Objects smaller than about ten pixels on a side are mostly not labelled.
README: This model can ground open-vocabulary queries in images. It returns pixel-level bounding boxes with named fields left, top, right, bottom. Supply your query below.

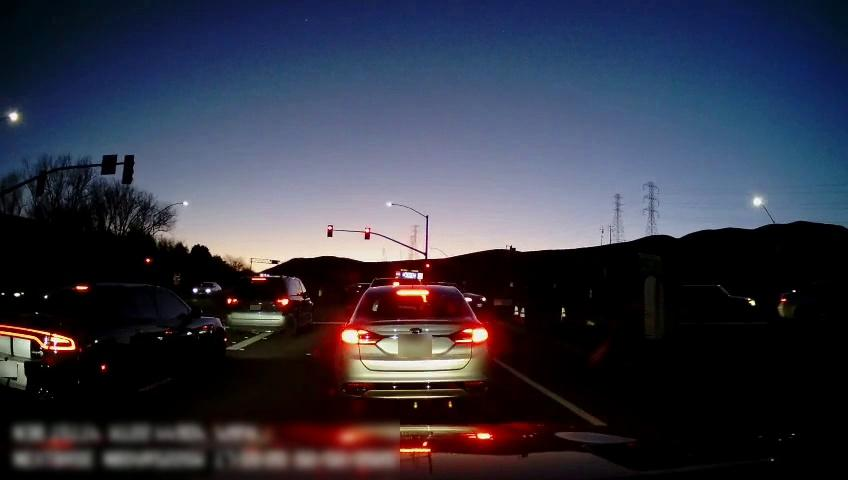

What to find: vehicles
left=192, top=281, right=223, bottom=297
left=338, top=285, right=490, bottom=415
left=674, top=283, right=758, bottom=326
left=224, top=274, right=314, bottom=336
left=776, top=280, right=848, bottom=325
left=421, top=280, right=487, bottom=314
left=368, top=277, right=424, bottom=298
left=0, top=282, right=228, bottom=427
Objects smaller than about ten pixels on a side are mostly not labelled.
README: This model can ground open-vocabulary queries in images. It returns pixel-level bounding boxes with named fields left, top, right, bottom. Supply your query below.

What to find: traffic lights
left=364, top=226, right=371, bottom=241
left=120, top=154, right=135, bottom=185
left=326, top=223, right=334, bottom=239
left=35, top=169, right=47, bottom=197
